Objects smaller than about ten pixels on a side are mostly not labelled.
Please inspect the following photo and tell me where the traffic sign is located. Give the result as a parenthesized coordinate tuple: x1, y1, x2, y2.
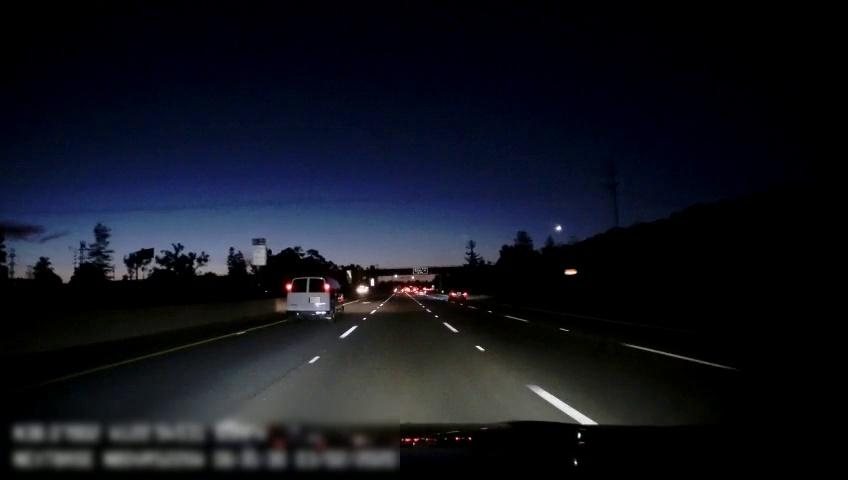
(413, 266, 428, 274)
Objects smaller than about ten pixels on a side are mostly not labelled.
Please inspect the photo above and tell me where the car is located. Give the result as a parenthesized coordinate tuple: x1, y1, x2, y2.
(447, 287, 469, 302)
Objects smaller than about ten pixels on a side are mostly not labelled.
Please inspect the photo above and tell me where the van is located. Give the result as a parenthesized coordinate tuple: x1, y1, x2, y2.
(286, 277, 345, 323)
